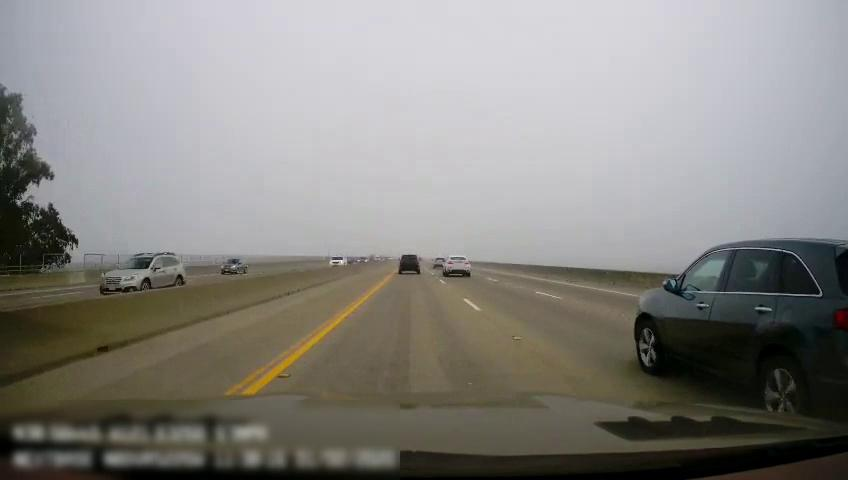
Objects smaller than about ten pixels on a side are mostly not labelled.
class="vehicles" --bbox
[631,235,848,425]
[356,256,370,264]
[398,254,422,275]
[442,255,472,278]
[220,258,249,275]
[431,256,446,270]
[98,251,189,297]
[328,256,349,268]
